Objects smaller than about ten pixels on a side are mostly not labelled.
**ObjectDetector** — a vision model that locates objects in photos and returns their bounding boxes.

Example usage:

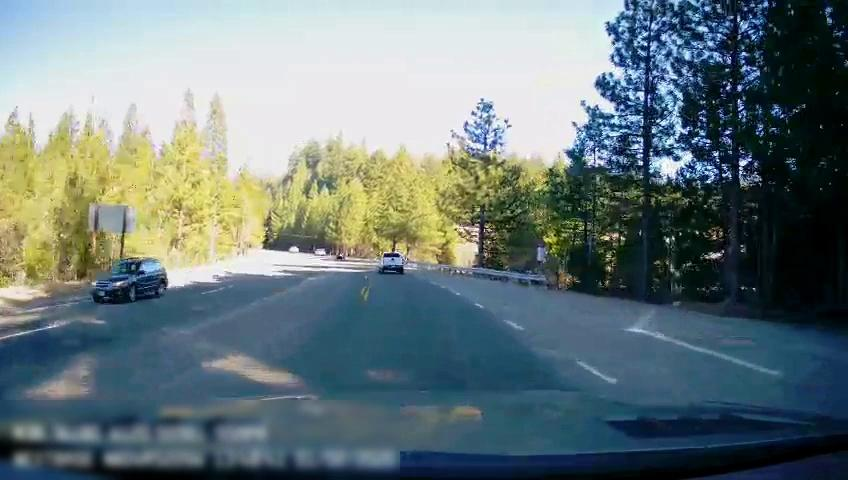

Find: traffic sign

[536,247,546,262]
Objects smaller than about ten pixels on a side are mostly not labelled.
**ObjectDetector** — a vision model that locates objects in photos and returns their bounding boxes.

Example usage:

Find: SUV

[90,256,170,304]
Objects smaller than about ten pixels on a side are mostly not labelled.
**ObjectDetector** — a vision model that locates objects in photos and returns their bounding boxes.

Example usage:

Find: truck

[374,251,405,275]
